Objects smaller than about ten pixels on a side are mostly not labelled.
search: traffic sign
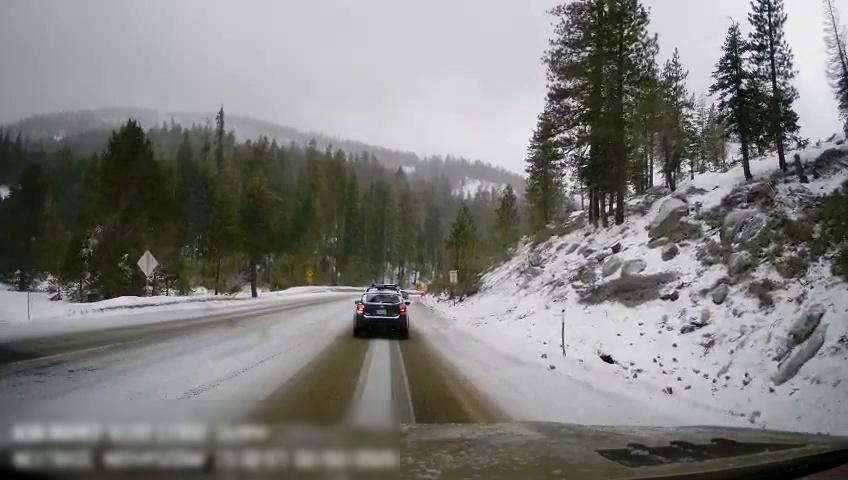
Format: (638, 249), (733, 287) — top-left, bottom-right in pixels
(136, 248), (160, 279)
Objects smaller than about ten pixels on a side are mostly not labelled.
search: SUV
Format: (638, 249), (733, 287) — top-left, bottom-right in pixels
(352, 283), (411, 340)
